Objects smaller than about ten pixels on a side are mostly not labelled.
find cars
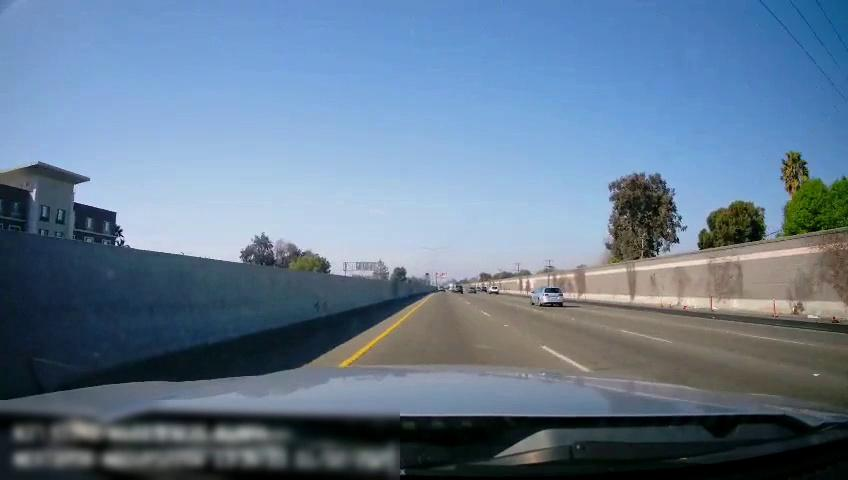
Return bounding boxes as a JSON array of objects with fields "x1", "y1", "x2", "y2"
[
  {"x1": 530, "y1": 286, "x2": 564, "y2": 308},
  {"x1": 489, "y1": 285, "x2": 499, "y2": 294}
]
